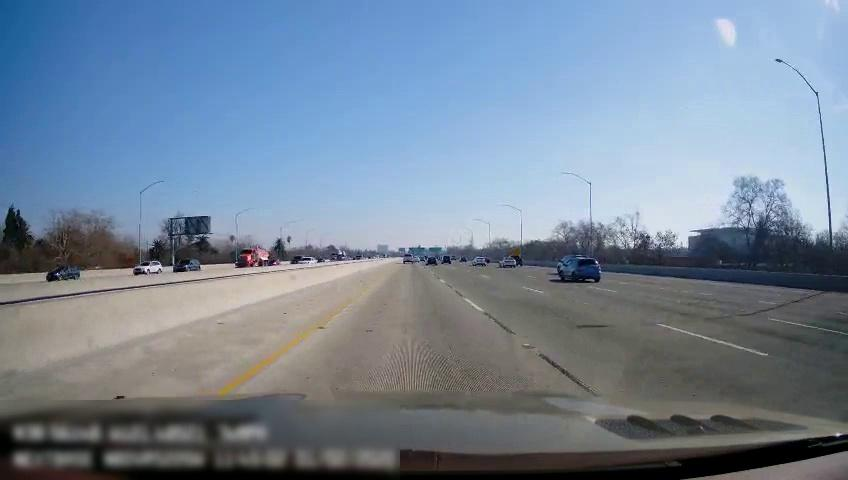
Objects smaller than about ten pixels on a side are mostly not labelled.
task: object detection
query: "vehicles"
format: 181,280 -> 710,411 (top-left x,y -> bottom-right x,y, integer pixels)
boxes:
498,256 -> 517,269
132,260 -> 163,276
471,256 -> 487,267
267,259 -> 281,266
290,254 -> 305,265
235,246 -> 273,268
441,255 -> 452,264
426,257 -> 438,266
557,254 -> 589,274
172,257 -> 201,273
401,253 -> 415,264
297,256 -> 319,265
44,264 -> 80,283
558,256 -> 602,283
509,256 -> 524,267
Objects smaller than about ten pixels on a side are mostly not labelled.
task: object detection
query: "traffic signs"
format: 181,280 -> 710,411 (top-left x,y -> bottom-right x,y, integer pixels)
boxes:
429,247 -> 442,253
408,247 -> 426,253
